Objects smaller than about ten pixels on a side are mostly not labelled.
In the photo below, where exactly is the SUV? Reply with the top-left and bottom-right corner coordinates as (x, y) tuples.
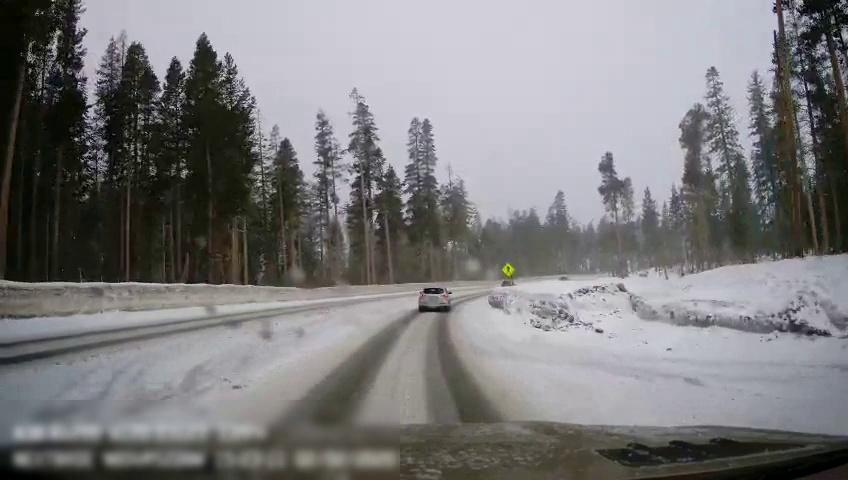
(417, 286), (452, 313)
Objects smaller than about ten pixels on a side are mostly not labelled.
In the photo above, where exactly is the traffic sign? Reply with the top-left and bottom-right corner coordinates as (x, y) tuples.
(501, 263), (516, 277)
